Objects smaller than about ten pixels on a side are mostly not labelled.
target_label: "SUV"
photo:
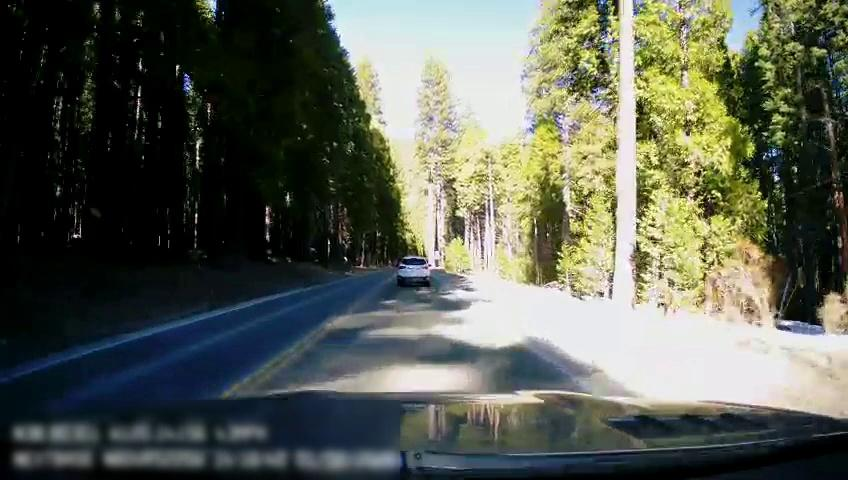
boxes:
[398,255,434,286]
